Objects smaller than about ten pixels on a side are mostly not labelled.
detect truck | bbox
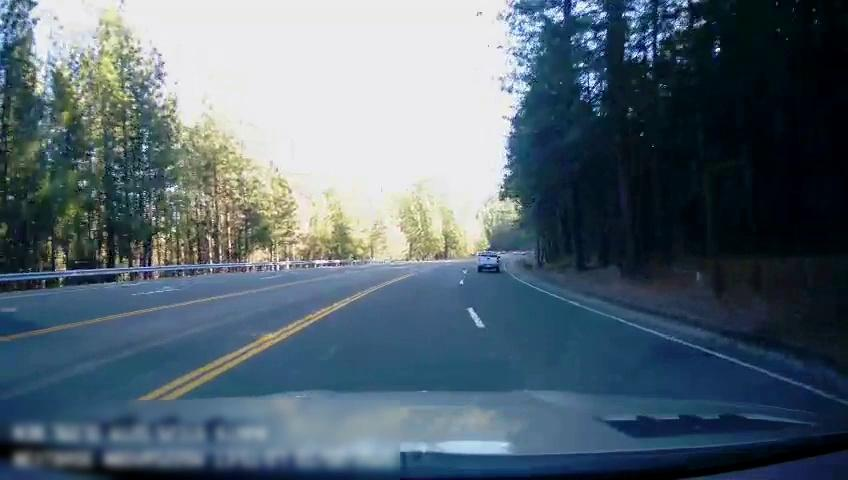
[476,250,501,273]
